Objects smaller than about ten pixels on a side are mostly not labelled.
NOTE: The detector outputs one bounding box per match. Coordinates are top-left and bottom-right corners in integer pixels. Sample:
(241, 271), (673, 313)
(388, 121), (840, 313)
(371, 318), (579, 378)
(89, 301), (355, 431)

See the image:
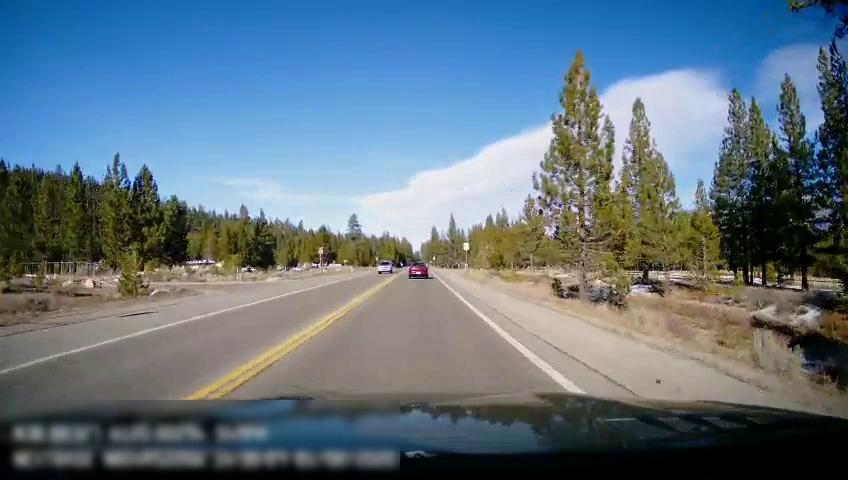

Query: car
(408, 261), (429, 280)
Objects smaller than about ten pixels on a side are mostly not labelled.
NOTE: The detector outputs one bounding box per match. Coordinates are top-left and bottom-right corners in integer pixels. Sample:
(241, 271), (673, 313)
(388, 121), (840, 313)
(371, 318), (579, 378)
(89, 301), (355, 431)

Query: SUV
(376, 260), (393, 275)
